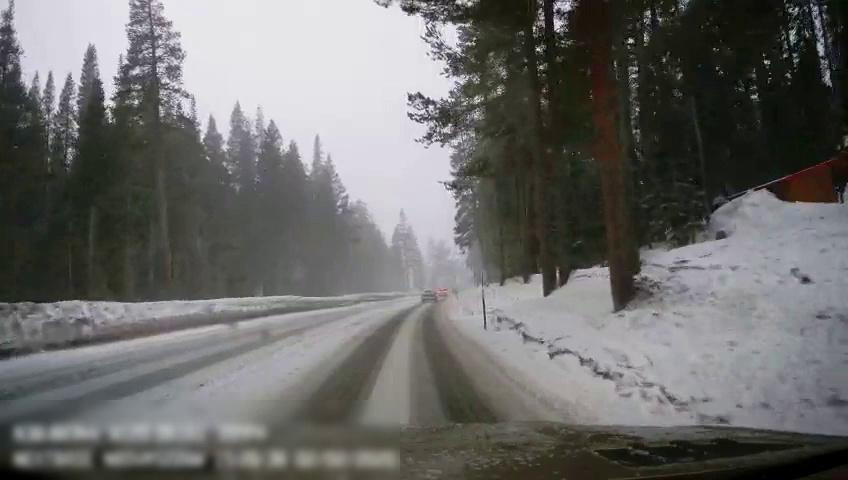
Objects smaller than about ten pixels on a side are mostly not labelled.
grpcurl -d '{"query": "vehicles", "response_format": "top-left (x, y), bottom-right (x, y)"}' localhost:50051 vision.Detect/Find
top-left (438, 287), bottom-right (449, 297)
top-left (421, 289), bottom-right (438, 303)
